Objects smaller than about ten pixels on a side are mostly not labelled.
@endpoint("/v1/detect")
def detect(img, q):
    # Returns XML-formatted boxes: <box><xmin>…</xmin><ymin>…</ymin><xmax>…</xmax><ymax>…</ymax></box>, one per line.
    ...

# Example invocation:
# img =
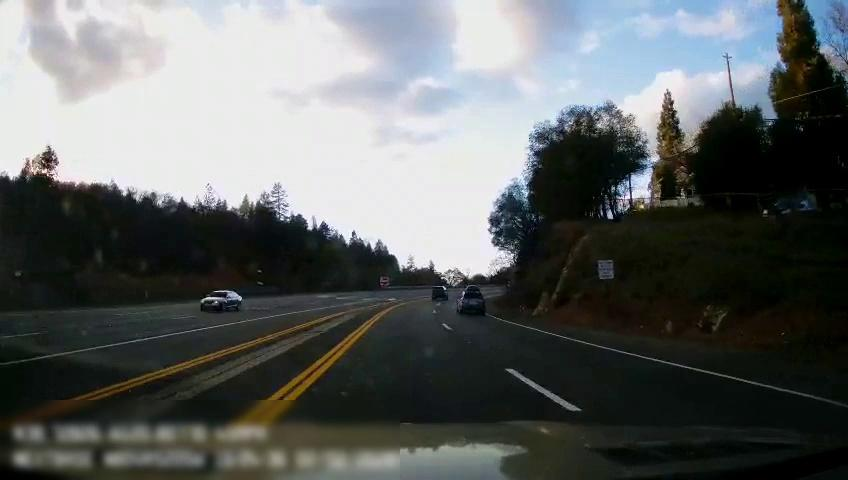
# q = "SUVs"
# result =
<box><xmin>456</xmin><ymin>284</ymin><xmax>486</xmax><ymax>315</ymax></box>
<box><xmin>430</xmin><ymin>285</ymin><xmax>448</xmax><ymax>302</ymax></box>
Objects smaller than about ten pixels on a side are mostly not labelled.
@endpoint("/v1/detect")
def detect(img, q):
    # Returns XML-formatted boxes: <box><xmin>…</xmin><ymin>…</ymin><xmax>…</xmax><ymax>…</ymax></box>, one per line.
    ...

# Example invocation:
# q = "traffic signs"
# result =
<box><xmin>596</xmin><ymin>258</ymin><xmax>615</xmax><ymax>281</ymax></box>
<box><xmin>379</xmin><ymin>275</ymin><xmax>389</xmax><ymax>287</ymax></box>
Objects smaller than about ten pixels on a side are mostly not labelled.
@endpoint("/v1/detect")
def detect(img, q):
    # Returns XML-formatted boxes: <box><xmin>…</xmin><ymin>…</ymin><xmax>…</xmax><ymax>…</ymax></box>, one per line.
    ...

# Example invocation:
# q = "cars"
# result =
<box><xmin>199</xmin><ymin>289</ymin><xmax>243</xmax><ymax>312</ymax></box>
